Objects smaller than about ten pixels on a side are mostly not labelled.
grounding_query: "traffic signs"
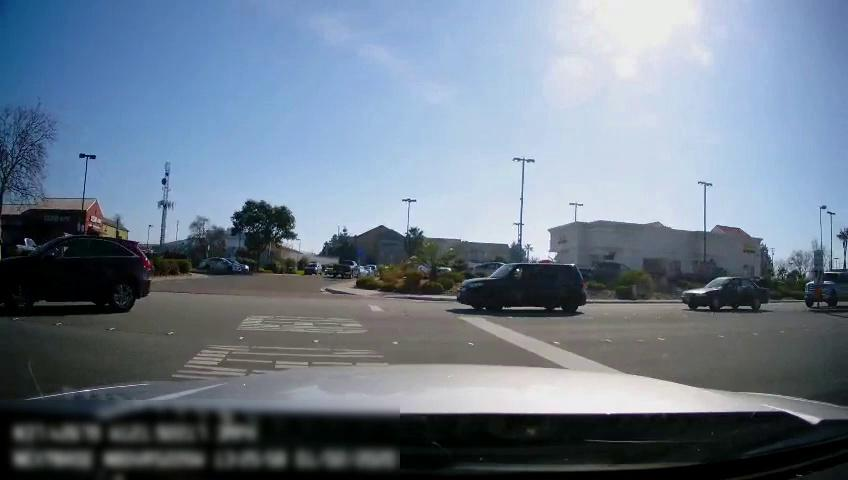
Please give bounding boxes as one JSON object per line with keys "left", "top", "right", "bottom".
{"left": 814, "top": 264, "right": 824, "bottom": 283}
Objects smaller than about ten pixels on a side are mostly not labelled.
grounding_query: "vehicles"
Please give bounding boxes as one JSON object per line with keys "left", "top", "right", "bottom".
{"left": 804, "top": 272, "right": 848, "bottom": 308}
{"left": 0, "top": 235, "right": 151, "bottom": 317}
{"left": 456, "top": 263, "right": 587, "bottom": 314}
{"left": 333, "top": 260, "right": 360, "bottom": 280}
{"left": 359, "top": 266, "right": 370, "bottom": 277}
{"left": 680, "top": 277, "right": 770, "bottom": 313}
{"left": 304, "top": 263, "right": 321, "bottom": 276}
{"left": 324, "top": 265, "right": 334, "bottom": 276}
